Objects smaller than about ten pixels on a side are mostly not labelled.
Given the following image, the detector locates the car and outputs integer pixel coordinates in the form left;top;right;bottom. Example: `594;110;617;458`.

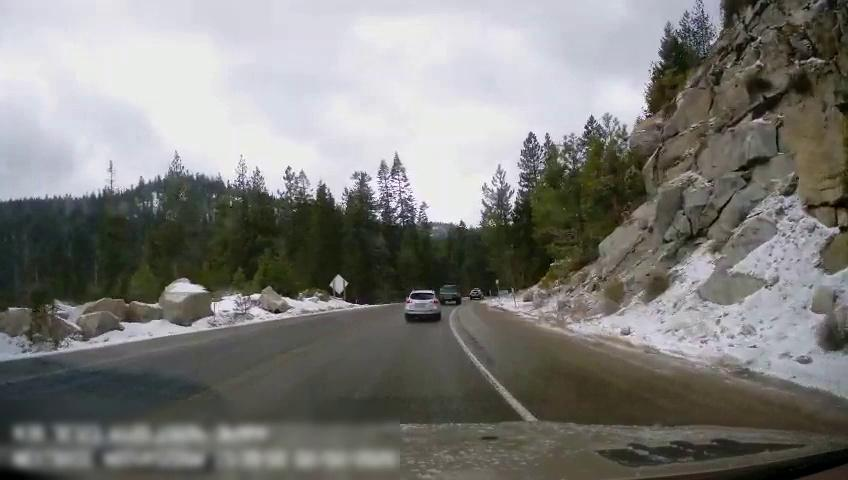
469;289;482;300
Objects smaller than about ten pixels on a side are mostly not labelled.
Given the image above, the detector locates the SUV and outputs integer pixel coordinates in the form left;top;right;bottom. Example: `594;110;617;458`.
405;290;441;320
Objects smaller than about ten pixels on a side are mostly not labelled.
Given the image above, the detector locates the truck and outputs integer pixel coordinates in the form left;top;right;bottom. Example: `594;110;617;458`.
438;285;462;304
